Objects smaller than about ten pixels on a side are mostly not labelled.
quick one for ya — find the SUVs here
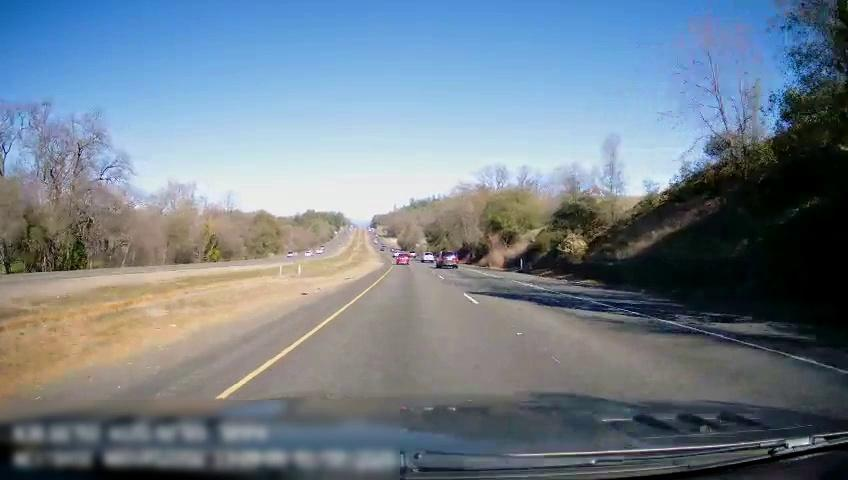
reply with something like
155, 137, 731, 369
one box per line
395, 253, 410, 266
434, 250, 460, 269
421, 251, 436, 263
